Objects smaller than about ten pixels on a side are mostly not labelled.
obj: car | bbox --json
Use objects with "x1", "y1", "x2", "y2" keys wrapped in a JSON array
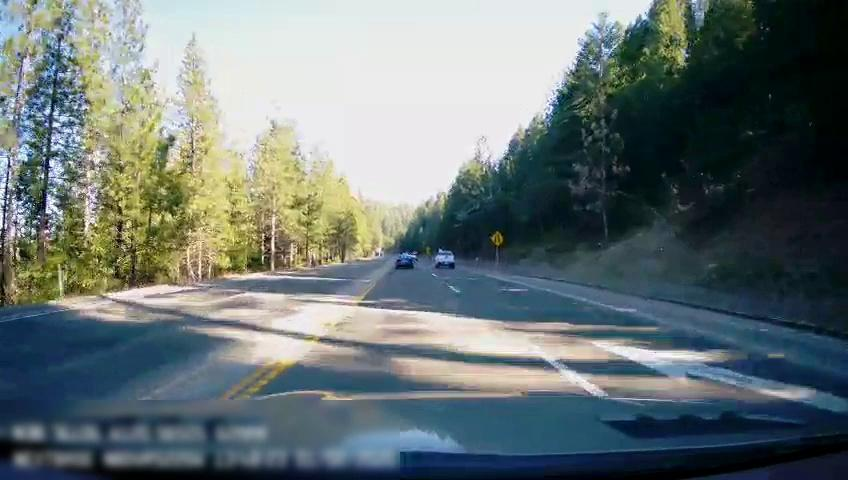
[{"x1": 394, "y1": 251, "x2": 415, "y2": 270}]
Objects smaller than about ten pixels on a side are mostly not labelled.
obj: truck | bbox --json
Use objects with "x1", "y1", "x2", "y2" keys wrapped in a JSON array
[{"x1": 433, "y1": 249, "x2": 456, "y2": 270}]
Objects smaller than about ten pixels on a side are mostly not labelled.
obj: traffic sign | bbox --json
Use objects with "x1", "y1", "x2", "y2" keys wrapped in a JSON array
[{"x1": 489, "y1": 231, "x2": 504, "y2": 248}]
